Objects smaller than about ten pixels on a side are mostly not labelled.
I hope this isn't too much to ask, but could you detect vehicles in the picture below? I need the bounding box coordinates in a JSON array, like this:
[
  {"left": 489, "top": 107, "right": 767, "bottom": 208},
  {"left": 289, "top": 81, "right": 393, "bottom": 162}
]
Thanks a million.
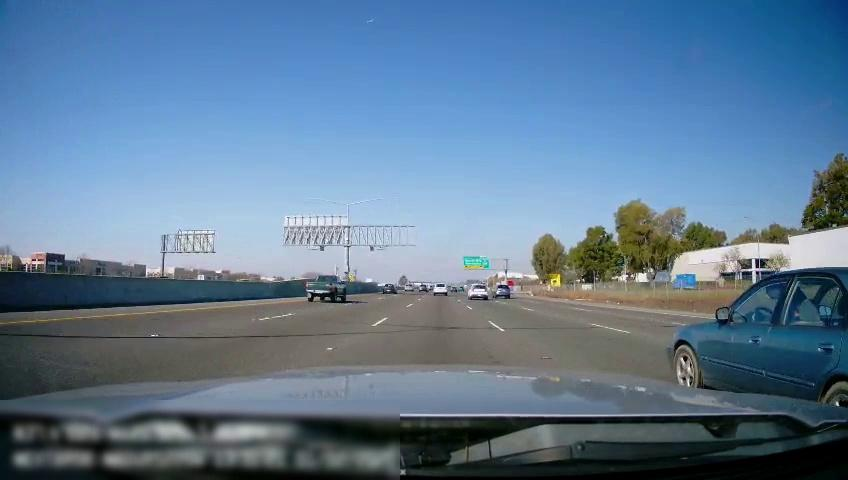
[
  {"left": 501, "top": 279, "right": 514, "bottom": 287},
  {"left": 404, "top": 283, "right": 415, "bottom": 292},
  {"left": 382, "top": 283, "right": 398, "bottom": 295},
  {"left": 305, "top": 274, "right": 347, "bottom": 302},
  {"left": 466, "top": 283, "right": 489, "bottom": 300},
  {"left": 418, "top": 284, "right": 429, "bottom": 293},
  {"left": 492, "top": 284, "right": 511, "bottom": 299},
  {"left": 670, "top": 265, "right": 848, "bottom": 410},
  {"left": 433, "top": 282, "right": 448, "bottom": 297}
]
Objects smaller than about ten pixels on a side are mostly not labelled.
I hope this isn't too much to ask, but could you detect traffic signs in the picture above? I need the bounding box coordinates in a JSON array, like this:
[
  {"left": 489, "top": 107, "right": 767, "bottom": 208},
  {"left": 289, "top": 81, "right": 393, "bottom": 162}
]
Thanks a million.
[{"left": 463, "top": 255, "right": 491, "bottom": 271}]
